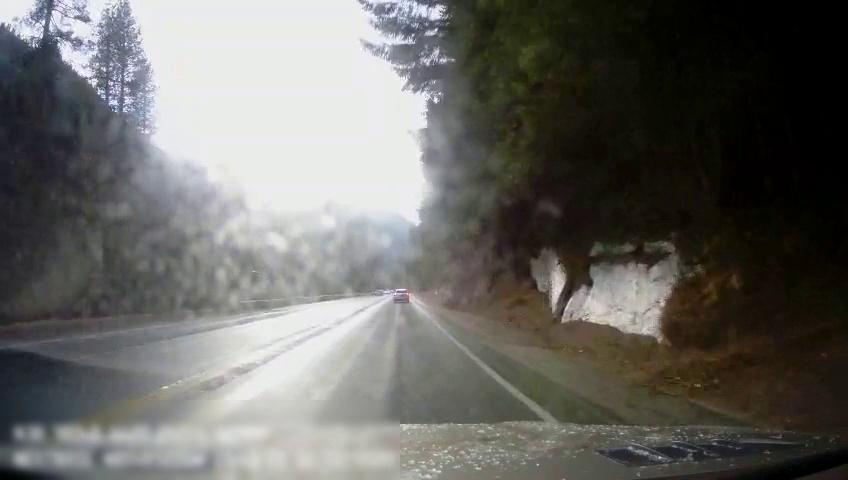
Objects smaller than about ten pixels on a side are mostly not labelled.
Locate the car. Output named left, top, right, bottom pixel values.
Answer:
left=393, top=288, right=410, bottom=304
